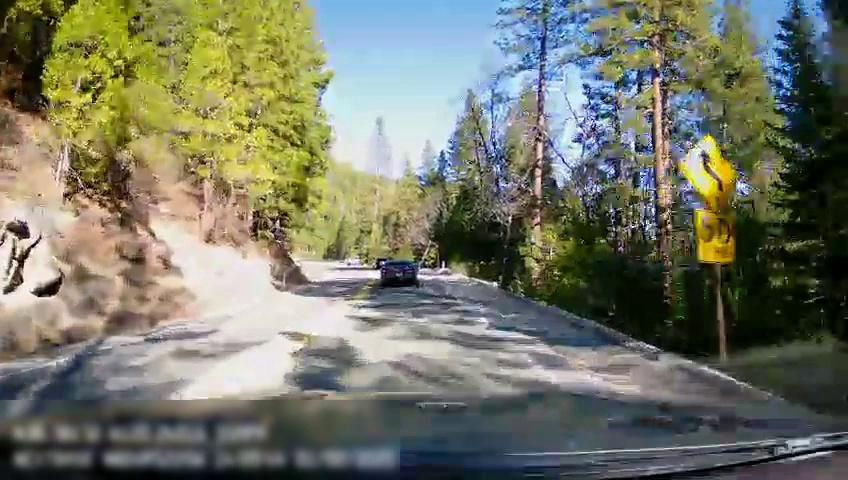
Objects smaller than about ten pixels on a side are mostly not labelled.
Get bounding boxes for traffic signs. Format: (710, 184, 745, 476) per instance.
(697, 209, 734, 263)
(679, 133, 741, 209)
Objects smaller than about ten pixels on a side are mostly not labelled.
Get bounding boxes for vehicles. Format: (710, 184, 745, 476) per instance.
(380, 259, 417, 287)
(375, 257, 390, 270)
(343, 256, 357, 265)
